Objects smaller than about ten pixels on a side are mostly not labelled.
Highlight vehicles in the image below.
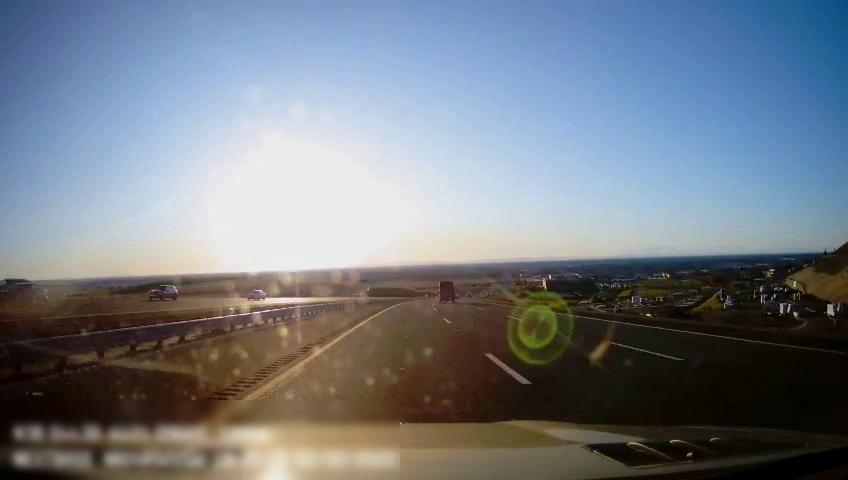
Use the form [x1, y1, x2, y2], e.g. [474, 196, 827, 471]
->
[0, 283, 48, 307]
[247, 289, 266, 301]
[439, 281, 455, 304]
[148, 284, 179, 302]
[0, 278, 33, 290]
